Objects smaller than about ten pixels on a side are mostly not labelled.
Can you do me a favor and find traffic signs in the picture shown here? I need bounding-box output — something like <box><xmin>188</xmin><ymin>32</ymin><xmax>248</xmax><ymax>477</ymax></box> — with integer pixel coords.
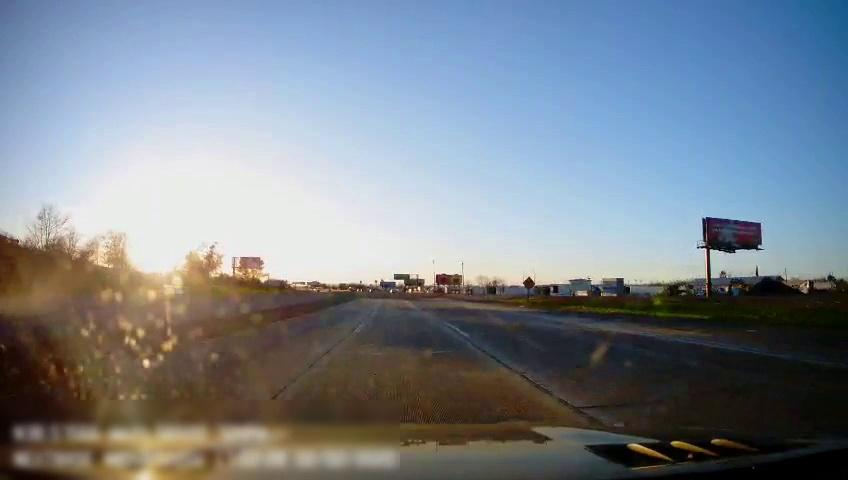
<box><xmin>523</xmin><ymin>277</ymin><xmax>535</xmax><ymax>290</ymax></box>
<box><xmin>393</xmin><ymin>273</ymin><xmax>410</xmax><ymax>281</ymax></box>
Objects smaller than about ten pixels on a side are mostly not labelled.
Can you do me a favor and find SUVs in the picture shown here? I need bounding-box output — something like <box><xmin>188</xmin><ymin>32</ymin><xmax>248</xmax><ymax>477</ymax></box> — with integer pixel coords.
<box><xmin>159</xmin><ymin>286</ymin><xmax>184</xmax><ymax>299</ymax></box>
